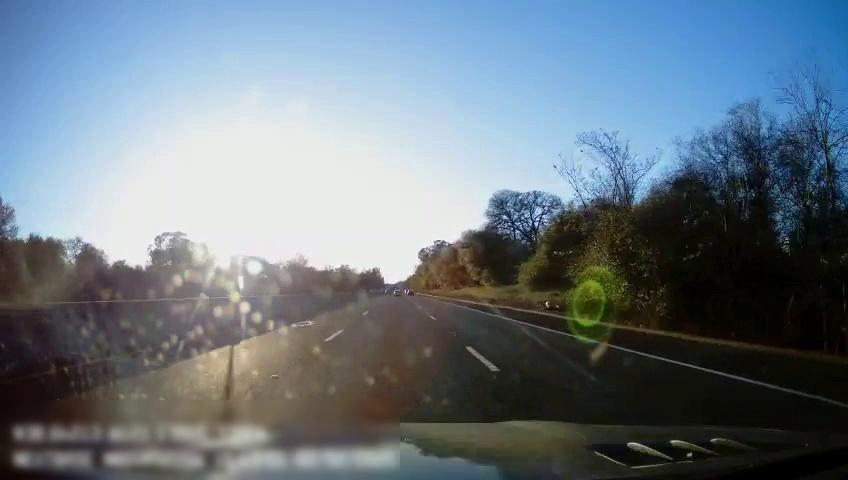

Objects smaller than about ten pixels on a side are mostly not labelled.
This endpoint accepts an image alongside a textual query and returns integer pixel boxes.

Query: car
[392,289,401,296]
